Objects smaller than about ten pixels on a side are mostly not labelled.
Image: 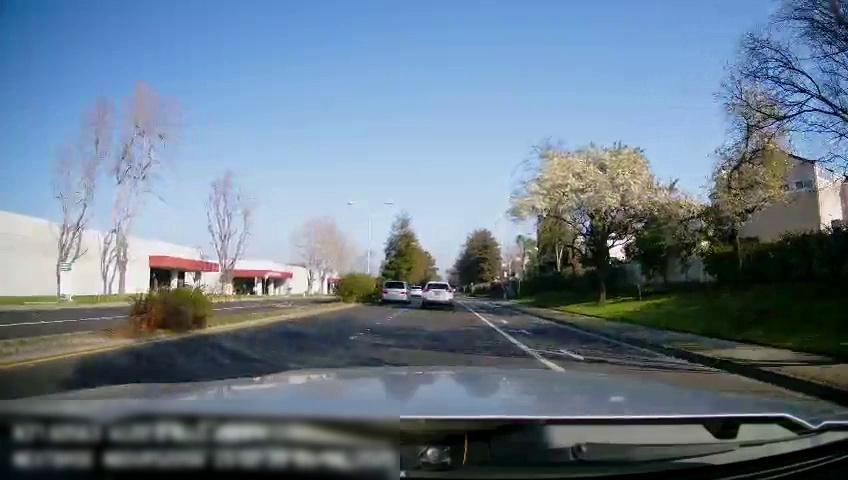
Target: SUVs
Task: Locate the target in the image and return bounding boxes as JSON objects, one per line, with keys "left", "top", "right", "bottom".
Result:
{"left": 406, "top": 285, "right": 424, "bottom": 297}
{"left": 422, "top": 280, "right": 455, "bottom": 310}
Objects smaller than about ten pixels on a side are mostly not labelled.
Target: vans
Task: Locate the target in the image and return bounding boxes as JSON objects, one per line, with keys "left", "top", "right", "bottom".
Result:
{"left": 382, "top": 280, "right": 410, "bottom": 303}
